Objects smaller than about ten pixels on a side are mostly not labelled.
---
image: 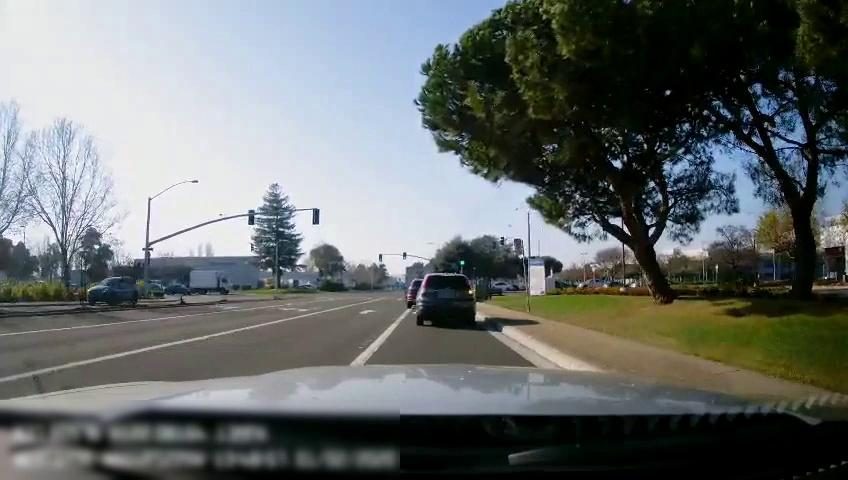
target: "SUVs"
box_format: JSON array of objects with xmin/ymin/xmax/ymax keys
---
[
  {"xmin": 408, "ymin": 278, "xmax": 423, "ymax": 308},
  {"xmin": 86, "ymin": 276, "xmax": 138, "ymax": 305},
  {"xmin": 415, "ymin": 273, "xmax": 476, "ymax": 326}
]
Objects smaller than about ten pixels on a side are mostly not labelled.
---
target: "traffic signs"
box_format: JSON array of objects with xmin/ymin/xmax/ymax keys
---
[{"xmin": 514, "ymin": 238, "xmax": 523, "ymax": 255}]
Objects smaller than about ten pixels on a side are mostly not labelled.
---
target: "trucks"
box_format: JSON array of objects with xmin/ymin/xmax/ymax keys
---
[{"xmin": 191, "ymin": 270, "xmax": 230, "ymax": 295}]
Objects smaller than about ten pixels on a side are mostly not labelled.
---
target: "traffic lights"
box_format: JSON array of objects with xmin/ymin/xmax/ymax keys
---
[
  {"xmin": 248, "ymin": 209, "xmax": 255, "ymax": 225},
  {"xmin": 312, "ymin": 208, "xmax": 320, "ymax": 225},
  {"xmin": 459, "ymin": 253, "xmax": 465, "ymax": 265}
]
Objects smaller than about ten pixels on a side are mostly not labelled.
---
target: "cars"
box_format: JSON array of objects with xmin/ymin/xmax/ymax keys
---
[
  {"xmin": 487, "ymin": 281, "xmax": 513, "ymax": 292},
  {"xmin": 163, "ymin": 283, "xmax": 192, "ymax": 295}
]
